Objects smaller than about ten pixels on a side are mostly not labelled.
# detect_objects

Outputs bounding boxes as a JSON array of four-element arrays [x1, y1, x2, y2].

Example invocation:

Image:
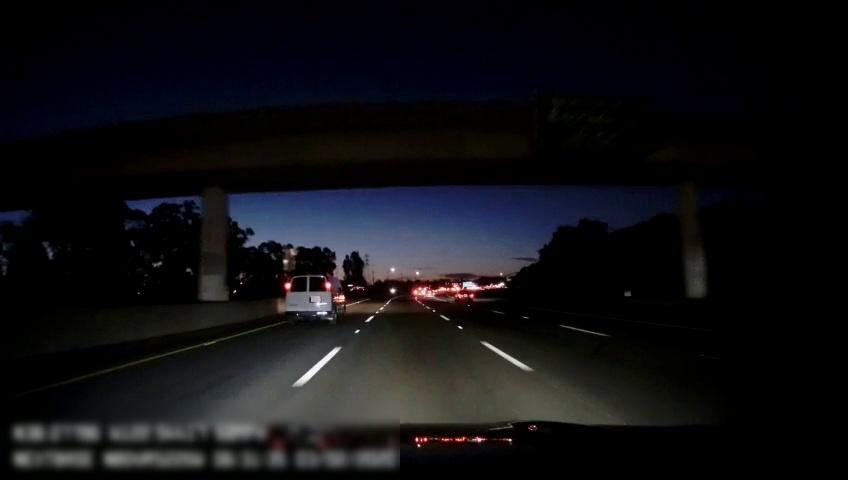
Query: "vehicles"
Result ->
[[453, 289, 475, 304], [283, 275, 347, 323]]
